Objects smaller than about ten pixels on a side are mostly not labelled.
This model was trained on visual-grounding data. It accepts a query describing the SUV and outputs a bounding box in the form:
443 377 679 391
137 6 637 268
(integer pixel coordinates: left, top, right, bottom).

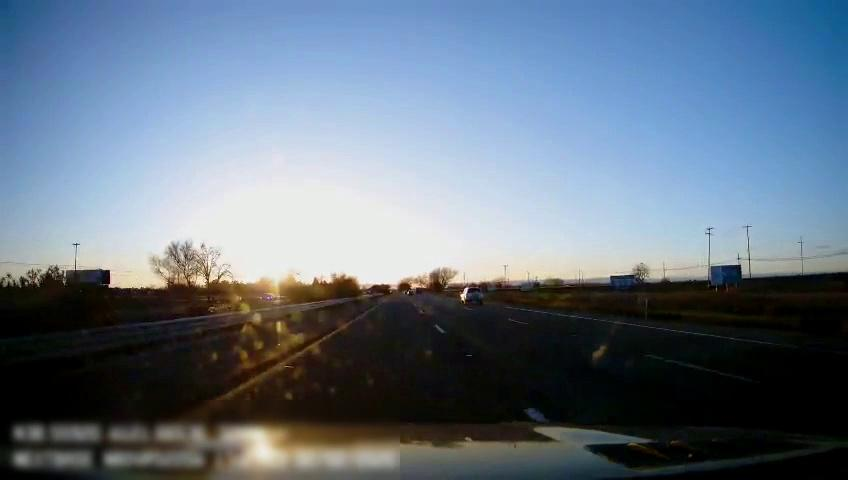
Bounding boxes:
460 287 484 305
